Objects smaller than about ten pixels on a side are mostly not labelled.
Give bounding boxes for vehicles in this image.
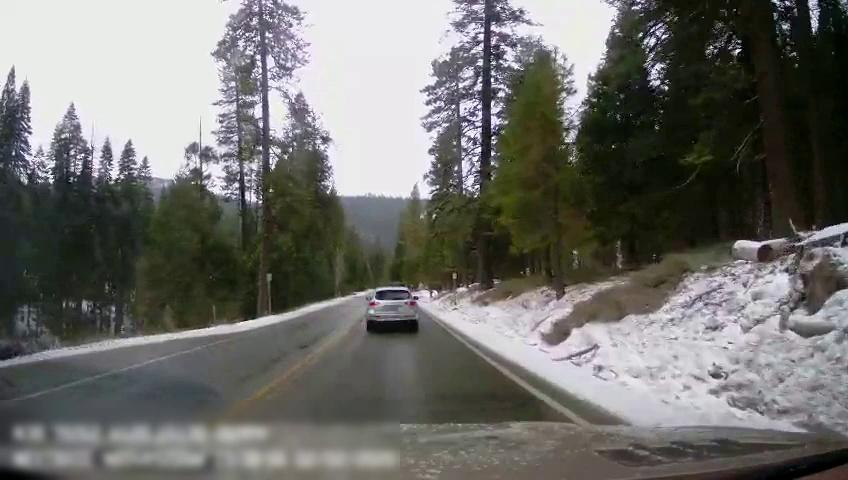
[388,283,407,288]
[366,287,419,329]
